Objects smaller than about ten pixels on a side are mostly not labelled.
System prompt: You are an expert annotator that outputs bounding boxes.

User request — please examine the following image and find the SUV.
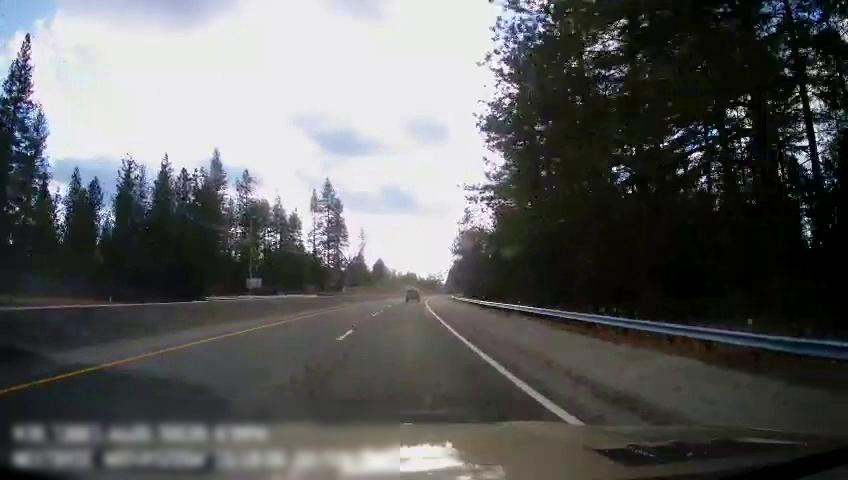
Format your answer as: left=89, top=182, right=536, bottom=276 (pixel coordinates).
left=404, top=288, right=421, bottom=303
